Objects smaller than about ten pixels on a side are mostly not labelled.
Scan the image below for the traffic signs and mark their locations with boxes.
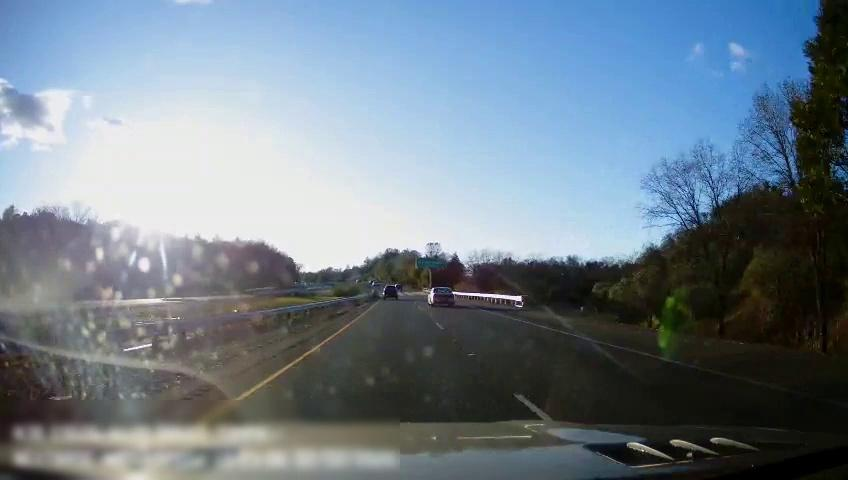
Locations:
[414,258,446,268]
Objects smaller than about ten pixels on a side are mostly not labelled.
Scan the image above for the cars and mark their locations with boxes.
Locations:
[383,285,398,300]
[428,287,452,306]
